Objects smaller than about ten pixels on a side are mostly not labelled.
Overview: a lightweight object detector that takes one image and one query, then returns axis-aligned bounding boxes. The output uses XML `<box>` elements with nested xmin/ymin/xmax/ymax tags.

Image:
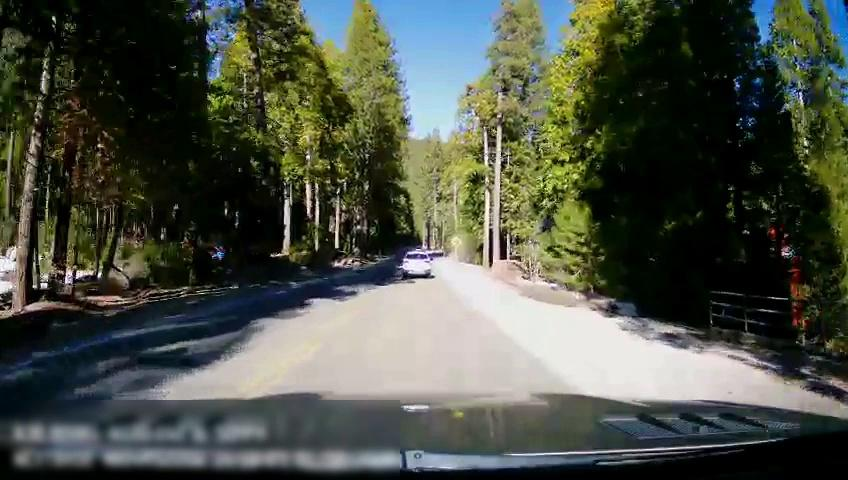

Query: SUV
<box><xmin>400</xmin><ymin>251</ymin><xmax>434</xmax><ymax>279</ymax></box>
